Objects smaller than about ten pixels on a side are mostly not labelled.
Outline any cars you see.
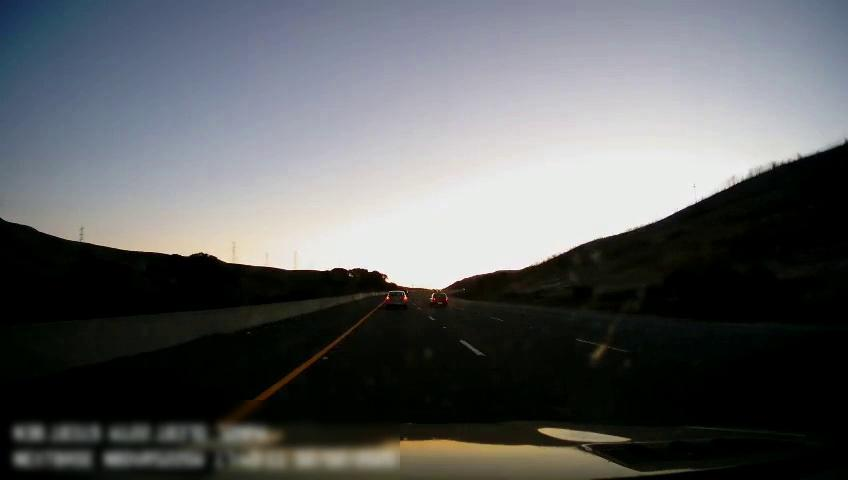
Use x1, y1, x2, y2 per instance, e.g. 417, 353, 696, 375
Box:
385, 290, 407, 310
428, 293, 449, 307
